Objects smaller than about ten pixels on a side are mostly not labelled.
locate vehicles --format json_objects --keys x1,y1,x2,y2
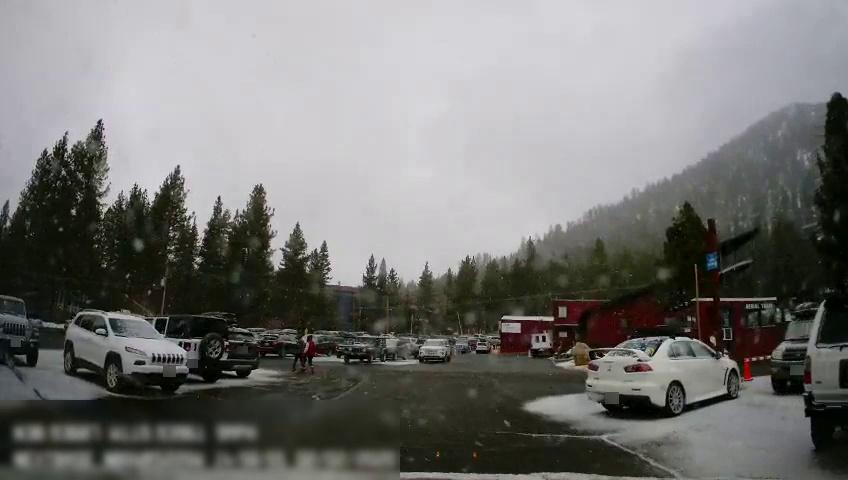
[
  {"x1": 257, "y1": 333, "x2": 297, "y2": 360},
  {"x1": 767, "y1": 308, "x2": 818, "y2": 395},
  {"x1": 227, "y1": 328, "x2": 261, "y2": 377},
  {"x1": 334, "y1": 334, "x2": 353, "y2": 359},
  {"x1": 0, "y1": 295, "x2": 42, "y2": 369},
  {"x1": 312, "y1": 333, "x2": 337, "y2": 357},
  {"x1": 386, "y1": 337, "x2": 407, "y2": 362},
  {"x1": 143, "y1": 314, "x2": 228, "y2": 384},
  {"x1": 344, "y1": 336, "x2": 387, "y2": 363},
  {"x1": 419, "y1": 338, "x2": 452, "y2": 363},
  {"x1": 802, "y1": 290, "x2": 848, "y2": 453},
  {"x1": 61, "y1": 309, "x2": 190, "y2": 395},
  {"x1": 531, "y1": 333, "x2": 552, "y2": 356},
  {"x1": 584, "y1": 336, "x2": 742, "y2": 417}
]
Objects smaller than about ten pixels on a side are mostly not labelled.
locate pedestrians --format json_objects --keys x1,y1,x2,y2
[
  {"x1": 303, "y1": 334, "x2": 315, "y2": 369},
  {"x1": 291, "y1": 335, "x2": 306, "y2": 369}
]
